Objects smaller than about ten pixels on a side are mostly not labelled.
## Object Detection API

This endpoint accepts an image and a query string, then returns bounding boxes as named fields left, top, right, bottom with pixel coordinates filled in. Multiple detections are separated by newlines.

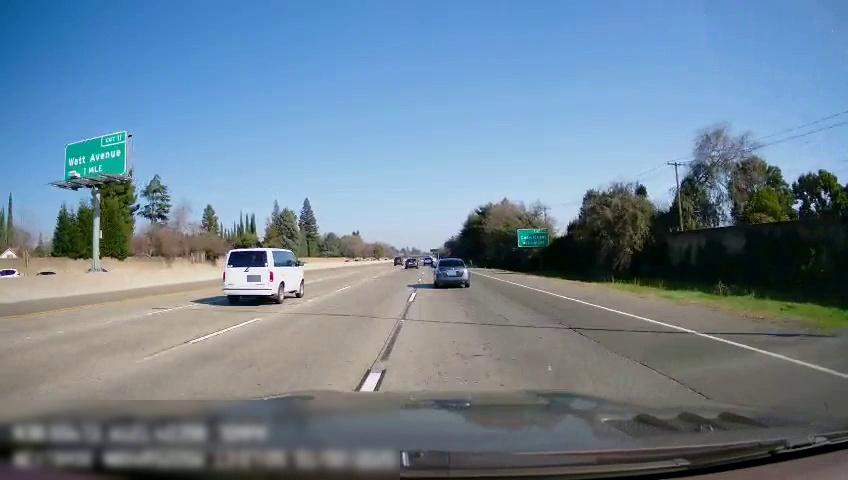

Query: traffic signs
left=517, top=228, right=551, bottom=248
left=63, top=130, right=128, bottom=184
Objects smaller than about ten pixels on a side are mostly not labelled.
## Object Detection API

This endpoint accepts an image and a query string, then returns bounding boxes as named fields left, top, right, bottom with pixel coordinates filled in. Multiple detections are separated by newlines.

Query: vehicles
left=404, top=257, right=419, bottom=269
left=35, top=271, right=57, bottom=276
left=423, top=257, right=434, bottom=266
left=393, top=255, right=405, bottom=267
left=432, top=258, right=471, bottom=290
left=222, top=248, right=305, bottom=308
left=0, top=268, right=20, bottom=278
